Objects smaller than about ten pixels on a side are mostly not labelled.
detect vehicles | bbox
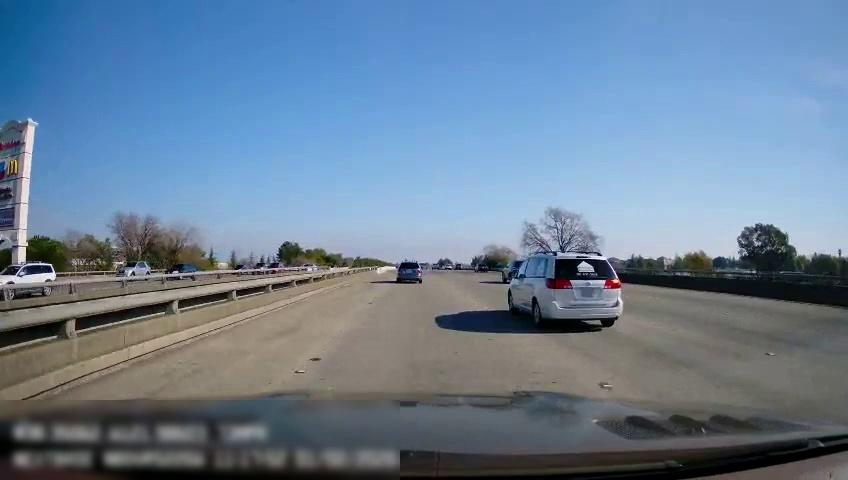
[163,263,197,281]
[115,261,152,283]
[502,260,525,283]
[233,264,249,276]
[268,262,286,275]
[0,263,57,303]
[475,263,488,273]
[506,255,624,331]
[251,262,270,276]
[395,261,425,283]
